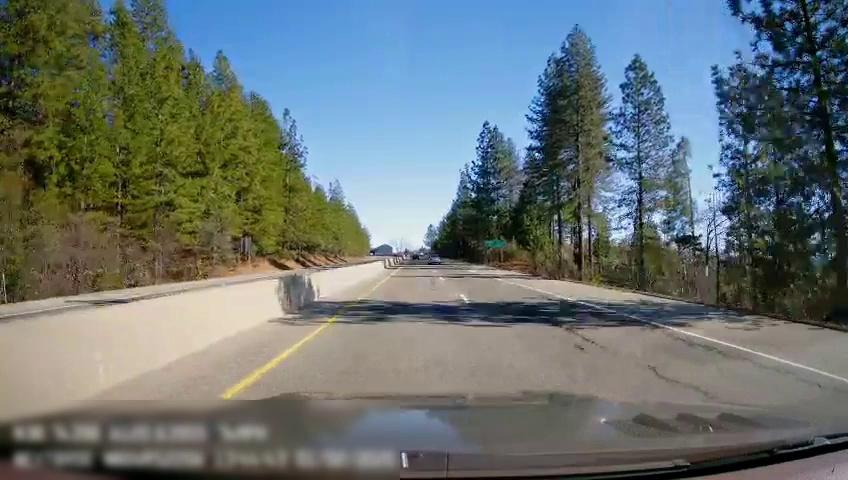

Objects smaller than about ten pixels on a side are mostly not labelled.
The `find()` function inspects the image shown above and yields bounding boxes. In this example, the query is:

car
[427,254,441,265]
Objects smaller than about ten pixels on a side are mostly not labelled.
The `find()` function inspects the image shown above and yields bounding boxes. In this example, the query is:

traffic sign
[482,239,508,249]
